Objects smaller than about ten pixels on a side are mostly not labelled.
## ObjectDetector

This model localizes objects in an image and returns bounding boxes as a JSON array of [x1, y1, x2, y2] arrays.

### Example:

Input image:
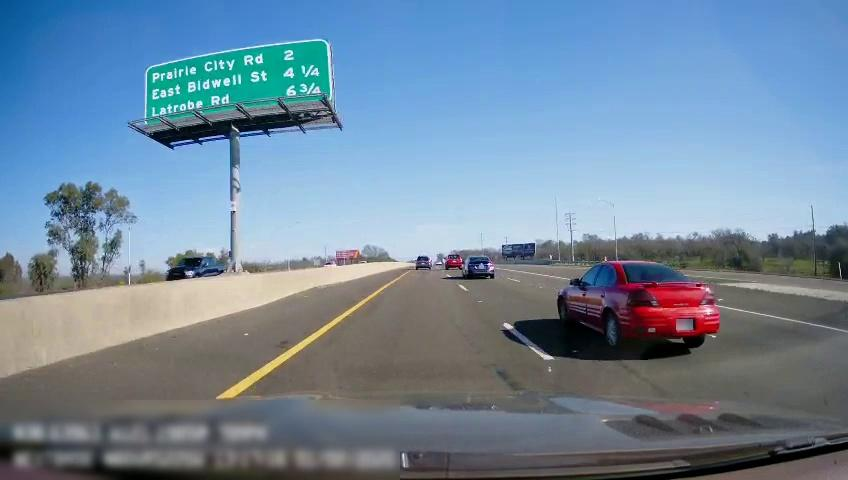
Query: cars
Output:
[[462, 255, 495, 280], [557, 261, 721, 351]]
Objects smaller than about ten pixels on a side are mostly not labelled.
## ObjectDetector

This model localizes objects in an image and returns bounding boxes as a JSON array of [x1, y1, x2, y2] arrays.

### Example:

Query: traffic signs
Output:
[[145, 38, 335, 131]]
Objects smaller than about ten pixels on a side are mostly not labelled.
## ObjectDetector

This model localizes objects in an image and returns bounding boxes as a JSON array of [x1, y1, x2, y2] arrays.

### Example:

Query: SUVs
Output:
[[415, 256, 431, 270], [444, 254, 463, 271], [165, 255, 223, 281]]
